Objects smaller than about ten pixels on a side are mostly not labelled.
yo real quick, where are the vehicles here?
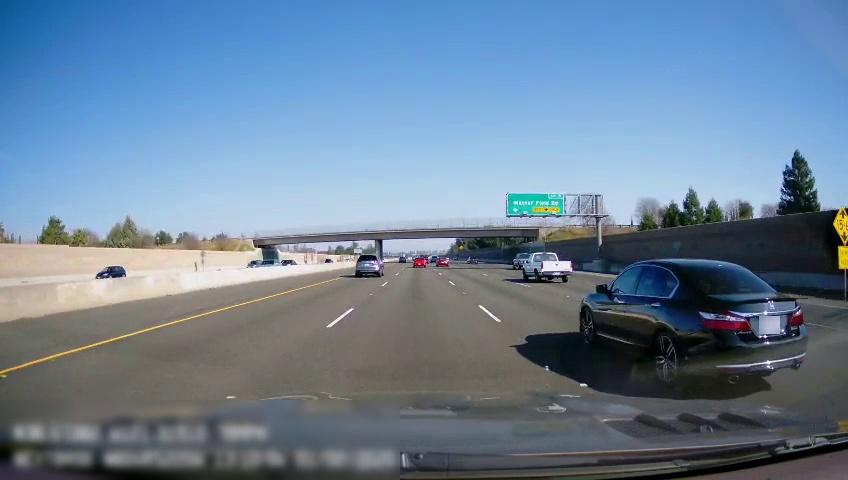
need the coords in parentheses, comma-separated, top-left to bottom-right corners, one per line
(256, 259, 280, 269)
(578, 257, 811, 398)
(411, 257, 428, 268)
(94, 265, 128, 281)
(434, 254, 450, 267)
(397, 255, 408, 264)
(323, 258, 334, 264)
(354, 253, 385, 278)
(280, 259, 297, 266)
(244, 259, 264, 269)
(465, 256, 477, 265)
(522, 252, 573, 283)
(512, 253, 530, 271)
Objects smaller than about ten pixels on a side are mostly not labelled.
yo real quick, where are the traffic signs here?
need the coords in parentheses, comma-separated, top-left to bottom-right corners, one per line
(832, 207, 848, 271)
(506, 192, 564, 218)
